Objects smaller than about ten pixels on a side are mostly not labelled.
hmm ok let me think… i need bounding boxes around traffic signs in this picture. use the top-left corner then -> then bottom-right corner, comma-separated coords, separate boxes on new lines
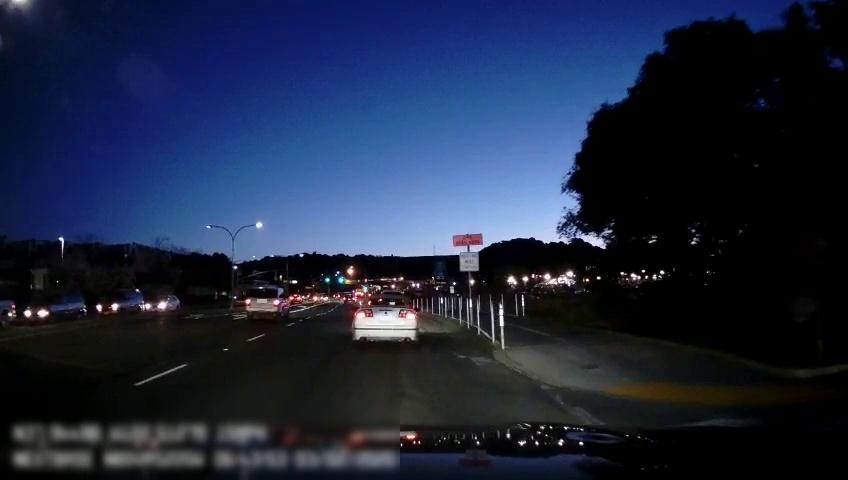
451,234 -> 486,246
460,251 -> 480,272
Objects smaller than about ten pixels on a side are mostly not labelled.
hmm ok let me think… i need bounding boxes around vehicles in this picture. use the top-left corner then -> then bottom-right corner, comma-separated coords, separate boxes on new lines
95,289 -> 144,317
351,295 -> 421,349
0,298 -> 17,333
24,292 -> 87,325
290,294 -> 304,305
380,290 -> 402,295
145,295 -> 181,313
244,286 -> 291,325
